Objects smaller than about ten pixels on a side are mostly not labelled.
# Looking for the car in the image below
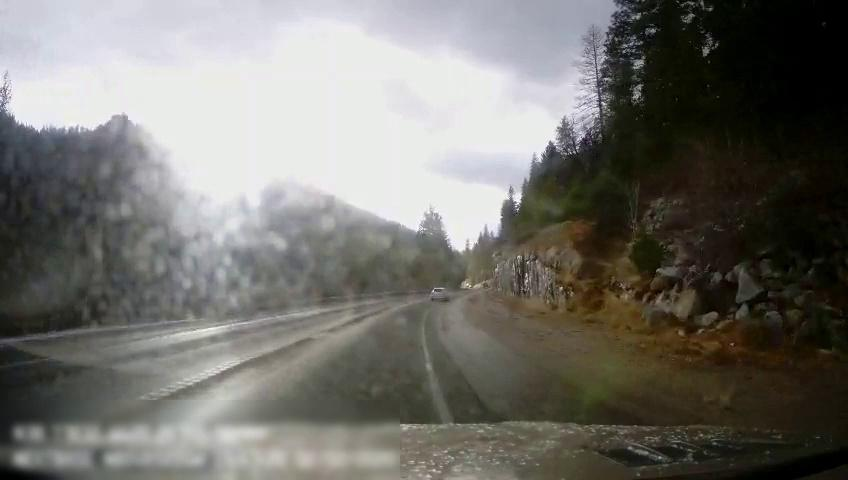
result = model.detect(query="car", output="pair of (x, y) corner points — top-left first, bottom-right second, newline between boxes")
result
(430, 287), (448, 302)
